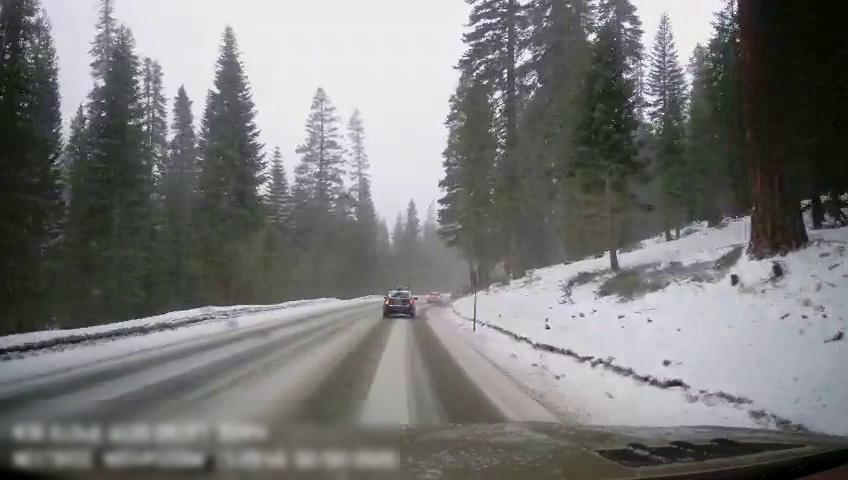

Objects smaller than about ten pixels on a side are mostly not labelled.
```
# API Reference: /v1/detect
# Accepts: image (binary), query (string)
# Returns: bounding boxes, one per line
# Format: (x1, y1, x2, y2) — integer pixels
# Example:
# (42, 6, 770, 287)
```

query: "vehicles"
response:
(383, 287, 419, 319)
(427, 292, 443, 304)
